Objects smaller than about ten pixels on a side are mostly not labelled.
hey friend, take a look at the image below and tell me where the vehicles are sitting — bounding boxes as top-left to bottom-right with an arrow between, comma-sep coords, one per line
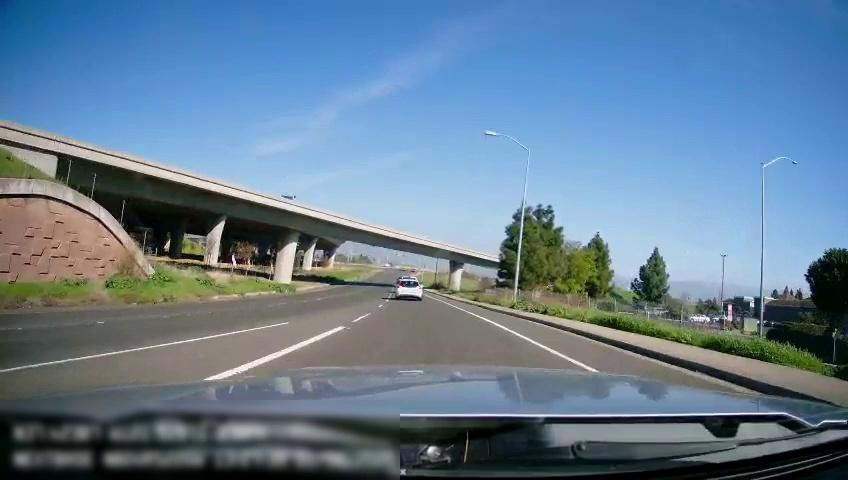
395,278 -> 423,301
401,276 -> 417,279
